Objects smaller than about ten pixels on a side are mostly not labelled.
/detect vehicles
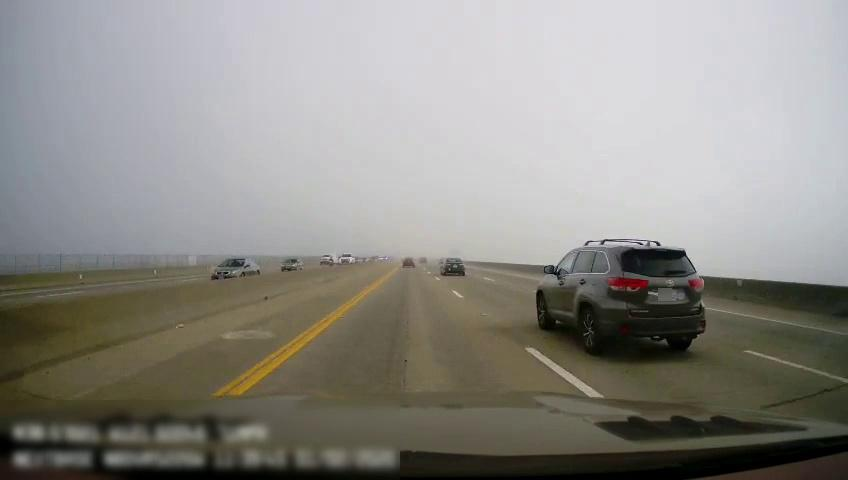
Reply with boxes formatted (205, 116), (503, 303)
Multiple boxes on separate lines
(280, 258), (305, 272)
(319, 254), (336, 265)
(209, 256), (262, 280)
(534, 238), (707, 355)
(439, 257), (466, 277)
(338, 253), (357, 265)
(330, 253), (341, 264)
(401, 257), (416, 268)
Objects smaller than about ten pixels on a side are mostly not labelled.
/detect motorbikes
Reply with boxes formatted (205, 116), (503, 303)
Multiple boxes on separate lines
(327, 256), (335, 267)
